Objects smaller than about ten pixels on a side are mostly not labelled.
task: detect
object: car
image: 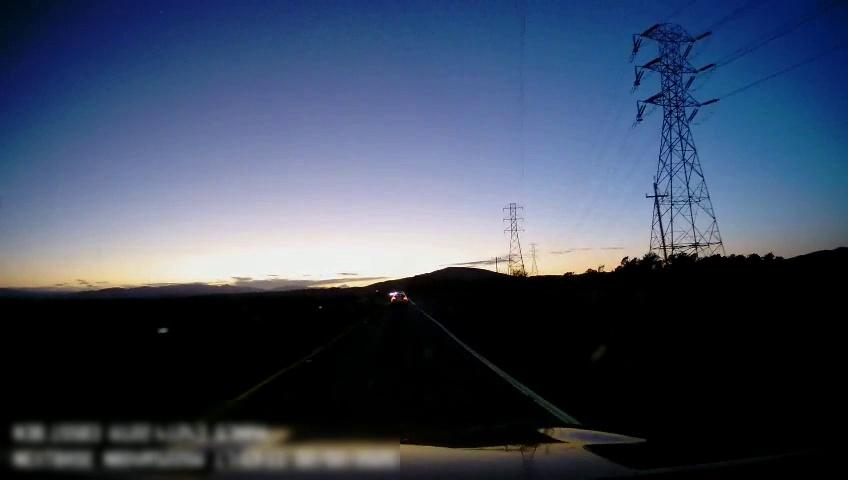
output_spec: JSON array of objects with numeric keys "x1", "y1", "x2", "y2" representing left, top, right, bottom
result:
[{"x1": 390, "y1": 293, "x2": 409, "y2": 305}]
